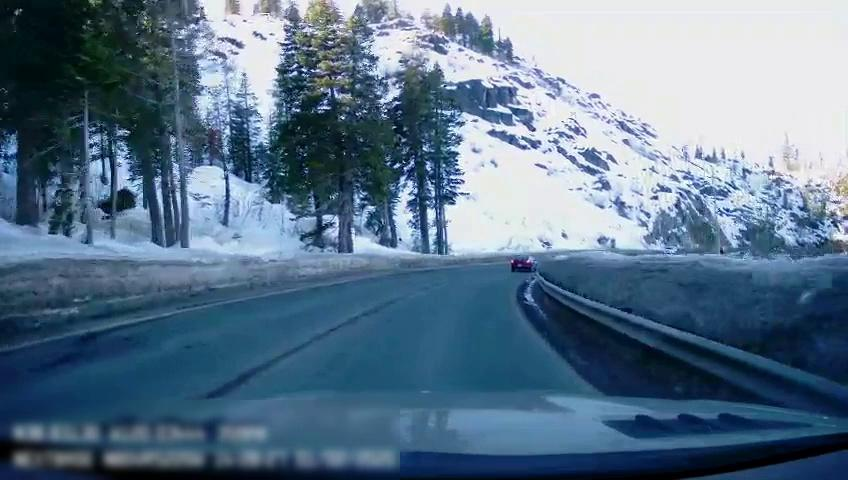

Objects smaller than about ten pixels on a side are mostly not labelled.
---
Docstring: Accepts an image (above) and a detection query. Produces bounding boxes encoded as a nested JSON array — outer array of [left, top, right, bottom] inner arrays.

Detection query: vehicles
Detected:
[[662, 246, 680, 257], [511, 254, 539, 274]]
